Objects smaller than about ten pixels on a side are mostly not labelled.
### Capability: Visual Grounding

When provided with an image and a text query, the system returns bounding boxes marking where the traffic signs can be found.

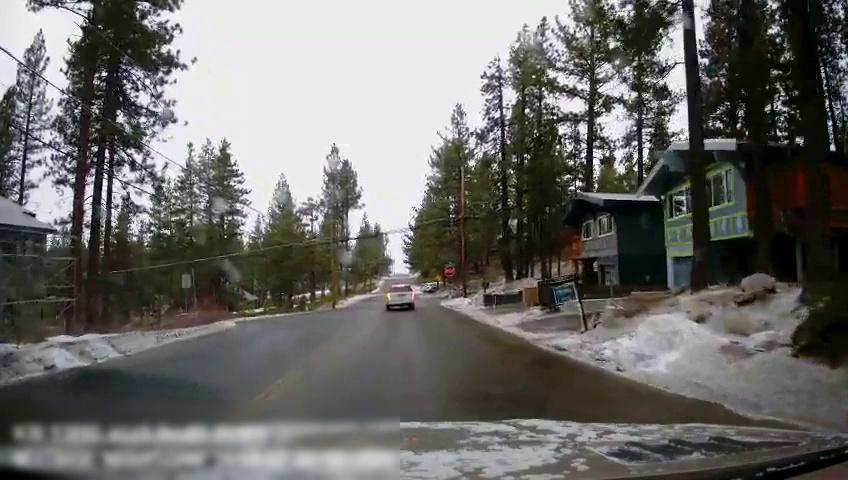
[446,264,459,279]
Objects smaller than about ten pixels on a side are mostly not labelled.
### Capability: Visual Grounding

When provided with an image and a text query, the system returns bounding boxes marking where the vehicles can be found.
[386,283,416,312]
[424,281,437,292]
